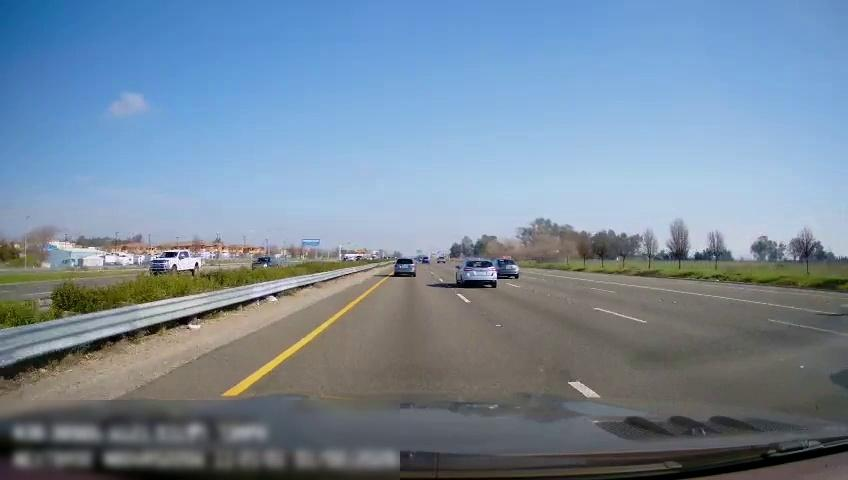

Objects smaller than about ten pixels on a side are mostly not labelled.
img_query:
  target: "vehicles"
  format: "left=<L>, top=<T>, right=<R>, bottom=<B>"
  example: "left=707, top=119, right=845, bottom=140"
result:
left=392, top=257, right=417, bottom=278
left=454, top=258, right=498, bottom=288
left=148, top=249, right=204, bottom=277
left=251, top=256, right=277, bottom=271
left=491, top=258, right=520, bottom=279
